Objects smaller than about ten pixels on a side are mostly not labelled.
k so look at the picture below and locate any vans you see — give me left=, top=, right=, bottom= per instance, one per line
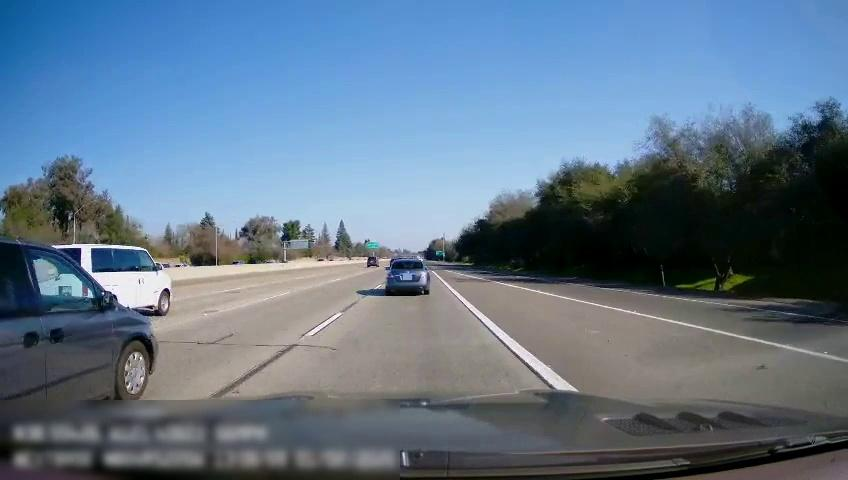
left=53, top=243, right=173, bottom=318
left=0, top=241, right=157, bottom=438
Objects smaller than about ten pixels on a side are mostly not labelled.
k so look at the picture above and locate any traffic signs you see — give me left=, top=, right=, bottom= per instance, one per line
left=367, top=241, right=379, bottom=249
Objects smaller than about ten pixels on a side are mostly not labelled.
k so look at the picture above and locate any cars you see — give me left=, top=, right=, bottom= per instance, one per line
left=384, top=258, right=430, bottom=296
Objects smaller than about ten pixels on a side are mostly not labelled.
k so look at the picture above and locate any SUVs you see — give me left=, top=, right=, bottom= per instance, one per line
left=366, top=256, right=381, bottom=269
